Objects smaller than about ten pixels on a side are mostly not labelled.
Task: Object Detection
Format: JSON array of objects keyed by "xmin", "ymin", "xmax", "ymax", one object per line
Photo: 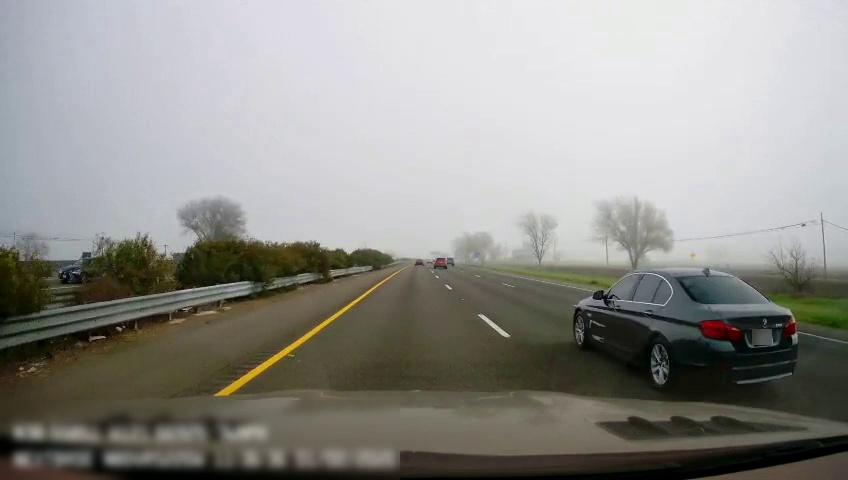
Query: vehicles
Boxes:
[
  {"xmin": 56, "ymin": 257, "xmax": 94, "ymax": 286},
  {"xmin": 433, "ymin": 257, "xmax": 449, "ymax": 270},
  {"xmin": 445, "ymin": 257, "xmax": 455, "ymax": 266},
  {"xmin": 571, "ymin": 268, "xmax": 801, "ymax": 391}
]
